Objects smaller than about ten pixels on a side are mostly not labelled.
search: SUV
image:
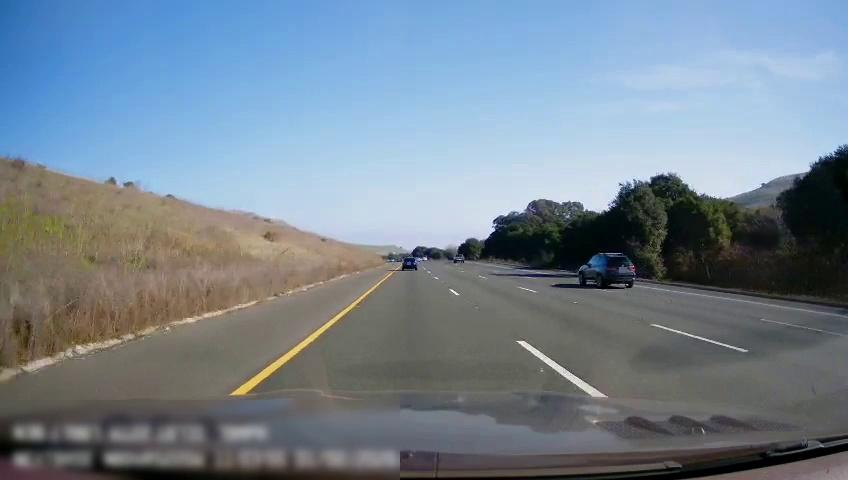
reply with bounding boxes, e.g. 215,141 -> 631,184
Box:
578,252 -> 636,290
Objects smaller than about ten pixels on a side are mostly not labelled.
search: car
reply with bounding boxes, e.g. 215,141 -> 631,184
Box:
401,257 -> 418,271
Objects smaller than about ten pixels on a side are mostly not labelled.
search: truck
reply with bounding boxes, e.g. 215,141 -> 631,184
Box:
452,253 -> 465,264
